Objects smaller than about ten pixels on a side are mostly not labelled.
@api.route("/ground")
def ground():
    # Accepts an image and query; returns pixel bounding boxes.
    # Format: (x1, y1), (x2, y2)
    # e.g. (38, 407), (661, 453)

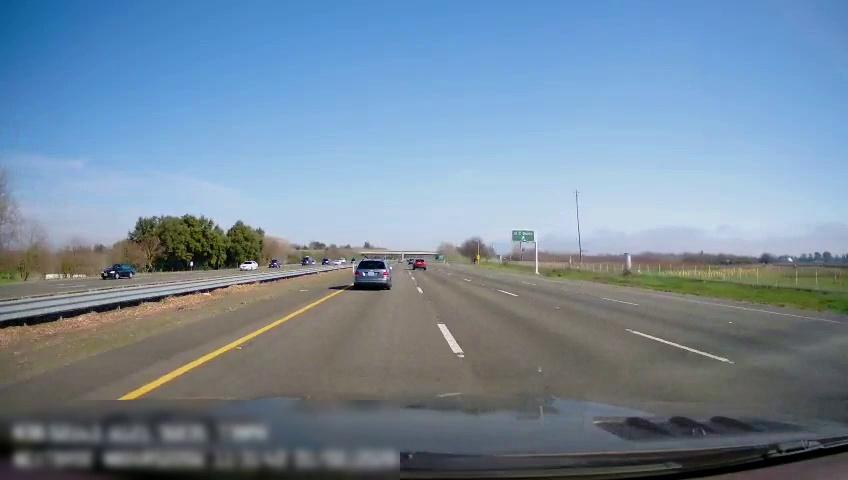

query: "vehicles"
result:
(239, 260), (258, 271)
(408, 258), (416, 266)
(301, 257), (312, 265)
(353, 259), (392, 291)
(100, 263), (136, 281)
(412, 259), (428, 271)
(269, 259), (280, 268)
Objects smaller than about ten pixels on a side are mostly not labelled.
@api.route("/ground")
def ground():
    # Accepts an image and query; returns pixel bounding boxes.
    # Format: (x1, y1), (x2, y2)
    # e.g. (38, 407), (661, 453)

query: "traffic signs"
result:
(512, 229), (535, 242)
